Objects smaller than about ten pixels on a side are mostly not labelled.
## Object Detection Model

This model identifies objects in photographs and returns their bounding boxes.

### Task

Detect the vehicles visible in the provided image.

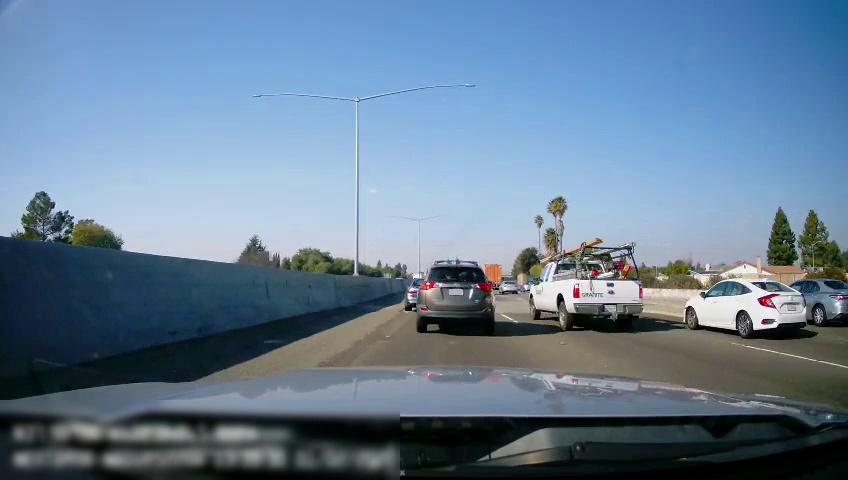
[414,260,497,334]
[682,277,808,340]
[498,280,519,296]
[520,283,536,293]
[528,237,645,332]
[404,280,428,312]
[480,263,503,288]
[787,278,848,327]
